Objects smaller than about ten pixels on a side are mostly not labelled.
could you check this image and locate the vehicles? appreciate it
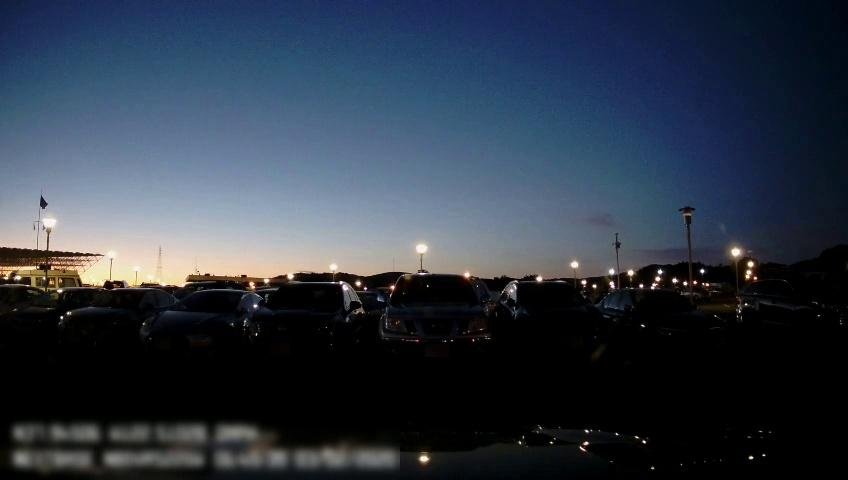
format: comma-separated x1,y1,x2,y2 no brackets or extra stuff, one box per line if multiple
137,288,266,365
240,279,372,373
102,279,129,290
3,288,109,337
491,278,614,366
52,287,179,355
590,288,738,371
737,276,848,345
0,283,47,323
373,271,503,381
0,266,82,294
